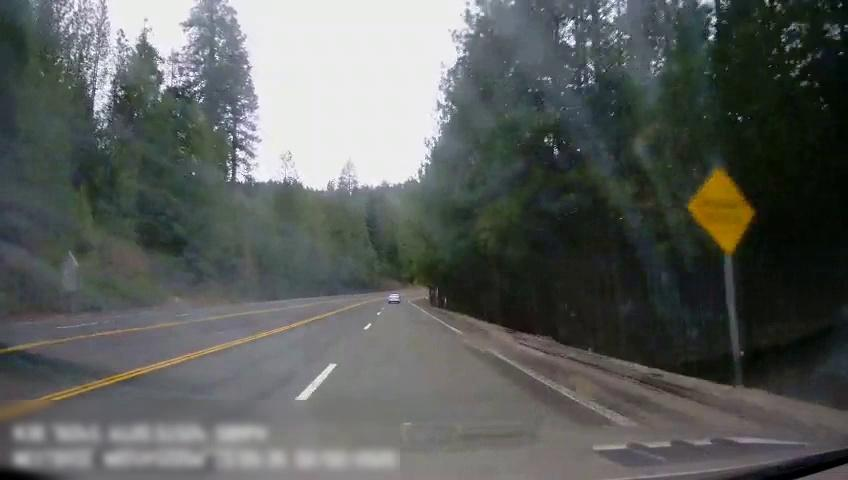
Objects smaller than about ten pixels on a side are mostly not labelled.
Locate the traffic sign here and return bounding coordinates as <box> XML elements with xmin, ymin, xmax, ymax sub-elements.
<box><xmin>686</xmin><ymin>167</ymin><xmax>756</xmax><ymax>254</ymax></box>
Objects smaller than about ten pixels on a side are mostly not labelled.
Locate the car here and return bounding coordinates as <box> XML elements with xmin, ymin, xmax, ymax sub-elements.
<box><xmin>388</xmin><ymin>293</ymin><xmax>401</xmax><ymax>304</ymax></box>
